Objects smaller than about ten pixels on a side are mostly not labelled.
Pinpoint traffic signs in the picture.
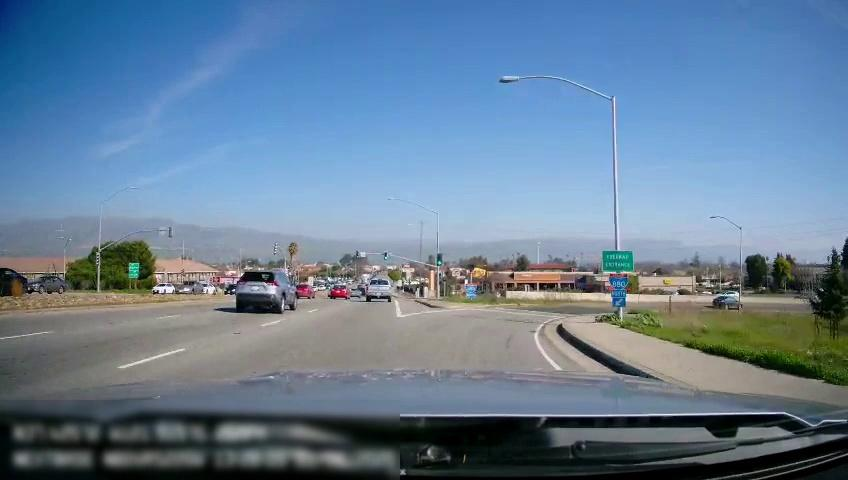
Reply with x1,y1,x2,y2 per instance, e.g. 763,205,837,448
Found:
610,277,628,306
464,285,478,297
602,250,635,273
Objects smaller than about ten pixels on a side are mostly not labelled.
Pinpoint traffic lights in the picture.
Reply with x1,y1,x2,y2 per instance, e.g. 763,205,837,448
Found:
168,225,172,237
96,251,101,266
436,253,443,267
272,241,278,258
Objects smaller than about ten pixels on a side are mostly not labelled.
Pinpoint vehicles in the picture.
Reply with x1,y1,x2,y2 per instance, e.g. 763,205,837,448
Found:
175,281,204,295
330,284,351,301
364,278,393,302
294,283,315,300
350,288,360,299
202,283,216,294
24,275,66,295
223,284,237,296
152,283,176,295
0,267,28,296
235,270,296,314
712,295,743,311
